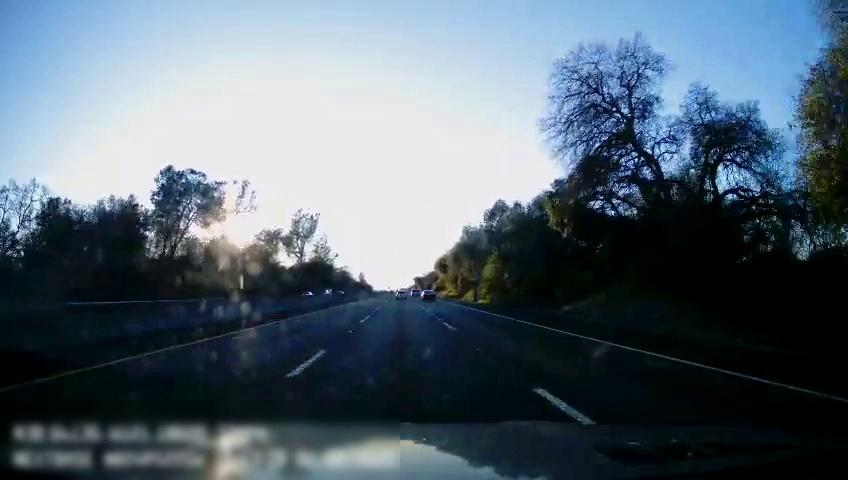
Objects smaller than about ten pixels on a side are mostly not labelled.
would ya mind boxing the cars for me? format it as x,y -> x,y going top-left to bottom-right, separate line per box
420,290 -> 435,301
300,292 -> 313,296
394,289 -> 408,300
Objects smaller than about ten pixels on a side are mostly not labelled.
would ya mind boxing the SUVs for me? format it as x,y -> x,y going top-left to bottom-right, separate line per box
410,288 -> 421,297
